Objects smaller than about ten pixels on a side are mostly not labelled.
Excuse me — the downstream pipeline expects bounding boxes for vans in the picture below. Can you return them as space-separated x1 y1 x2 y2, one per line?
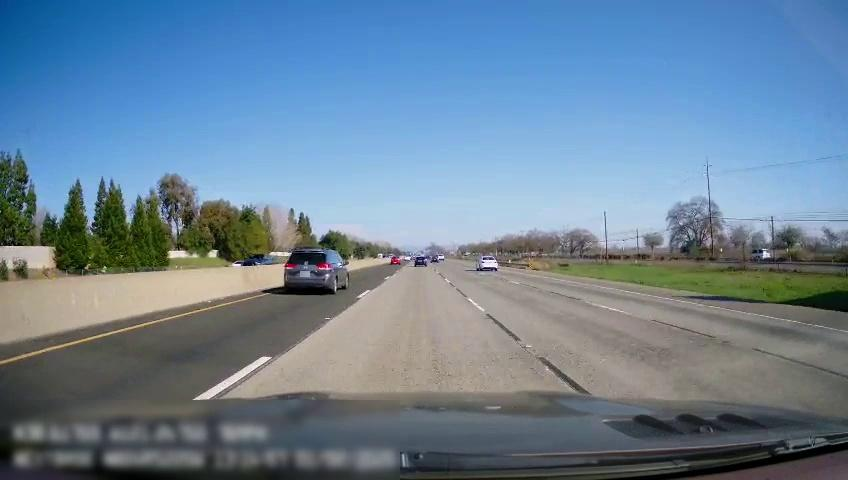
283 246 351 296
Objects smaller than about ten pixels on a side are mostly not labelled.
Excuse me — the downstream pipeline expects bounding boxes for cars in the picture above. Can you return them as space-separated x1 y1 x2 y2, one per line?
476 256 498 271
414 256 428 268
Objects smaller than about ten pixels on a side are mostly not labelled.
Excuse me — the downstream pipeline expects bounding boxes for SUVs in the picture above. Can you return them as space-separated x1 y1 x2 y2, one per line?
241 253 273 267
748 248 771 260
